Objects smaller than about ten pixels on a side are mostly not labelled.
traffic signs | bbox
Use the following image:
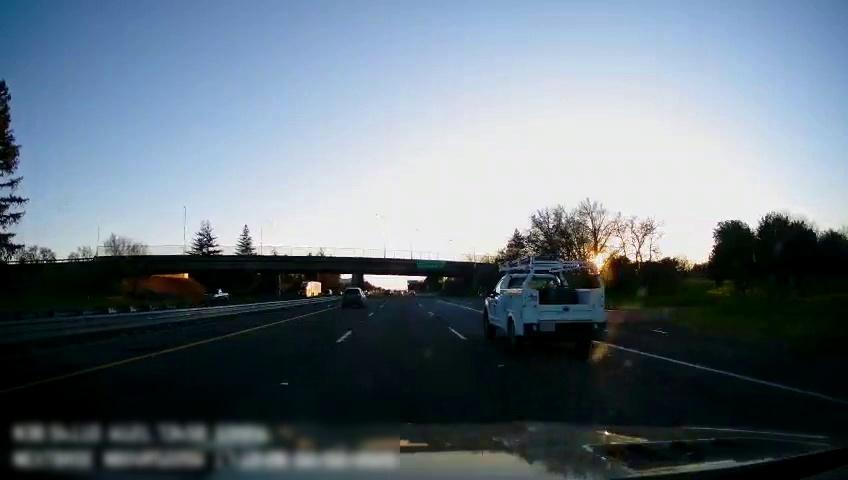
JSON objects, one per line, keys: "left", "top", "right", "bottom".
{"left": 415, "top": 259, "right": 450, "bottom": 274}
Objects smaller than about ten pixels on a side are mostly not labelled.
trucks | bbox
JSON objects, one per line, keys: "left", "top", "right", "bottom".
{"left": 201, "top": 288, "right": 230, "bottom": 307}
{"left": 297, "top": 281, "right": 322, "bottom": 299}
{"left": 481, "top": 254, "right": 609, "bottom": 358}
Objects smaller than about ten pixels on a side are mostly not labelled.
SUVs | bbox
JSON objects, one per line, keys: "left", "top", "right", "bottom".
{"left": 341, "top": 287, "right": 365, "bottom": 308}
